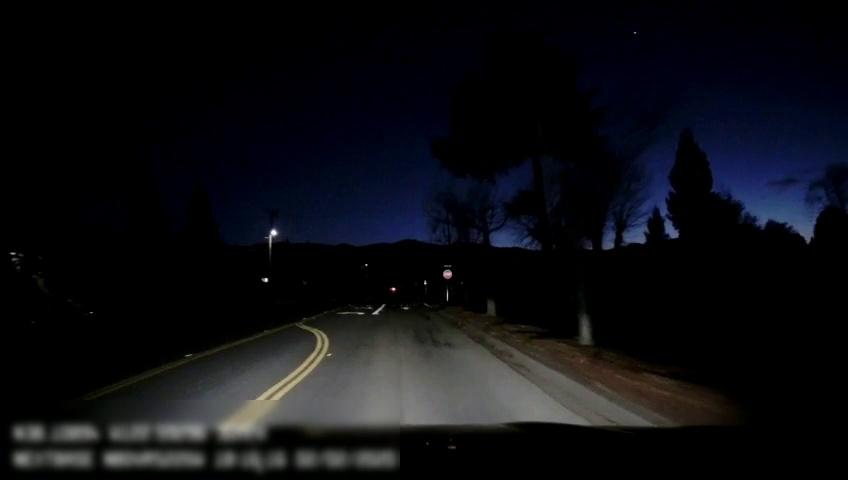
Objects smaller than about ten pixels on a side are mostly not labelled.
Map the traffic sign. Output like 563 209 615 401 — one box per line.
442 269 453 280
